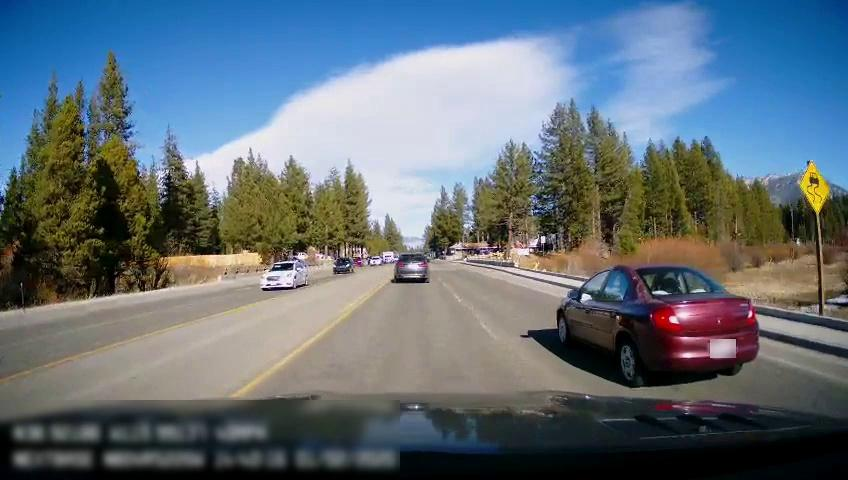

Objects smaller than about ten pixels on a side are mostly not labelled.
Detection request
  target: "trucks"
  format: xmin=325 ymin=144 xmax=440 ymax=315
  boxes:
xmin=383 ymin=251 xmax=395 ymax=264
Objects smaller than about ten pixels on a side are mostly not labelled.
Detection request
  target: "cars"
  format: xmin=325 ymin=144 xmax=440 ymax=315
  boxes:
xmin=553 ymin=266 xmax=760 ymax=388
xmin=260 ymin=261 xmax=307 ymax=292
xmin=369 ymin=256 xmax=382 ymax=267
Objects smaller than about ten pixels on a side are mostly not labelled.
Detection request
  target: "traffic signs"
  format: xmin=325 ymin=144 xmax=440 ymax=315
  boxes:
xmin=798 ymin=159 xmax=831 ymax=213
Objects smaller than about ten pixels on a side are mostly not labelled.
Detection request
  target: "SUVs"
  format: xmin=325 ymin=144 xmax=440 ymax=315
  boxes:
xmin=394 ymin=254 xmax=428 ymax=282
xmin=333 ymin=257 xmax=354 ymax=274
